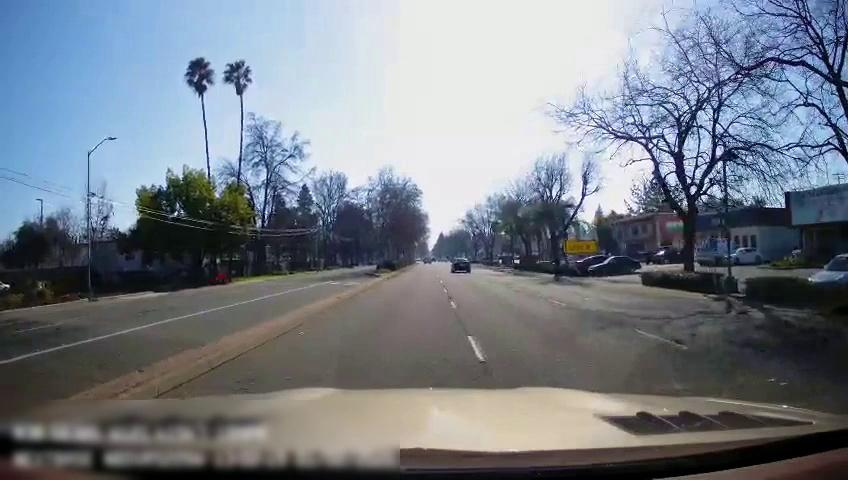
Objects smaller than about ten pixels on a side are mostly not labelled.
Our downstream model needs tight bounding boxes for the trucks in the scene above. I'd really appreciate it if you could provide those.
[703,240,735,266]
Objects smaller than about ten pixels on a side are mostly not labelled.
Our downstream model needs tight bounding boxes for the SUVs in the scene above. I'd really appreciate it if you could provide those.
[723,248,761,266]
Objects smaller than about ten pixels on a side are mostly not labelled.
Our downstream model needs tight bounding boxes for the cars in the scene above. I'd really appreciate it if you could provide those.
[587,256,641,274]
[573,255,612,270]
[806,253,848,289]
[651,250,681,265]
[451,257,471,273]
